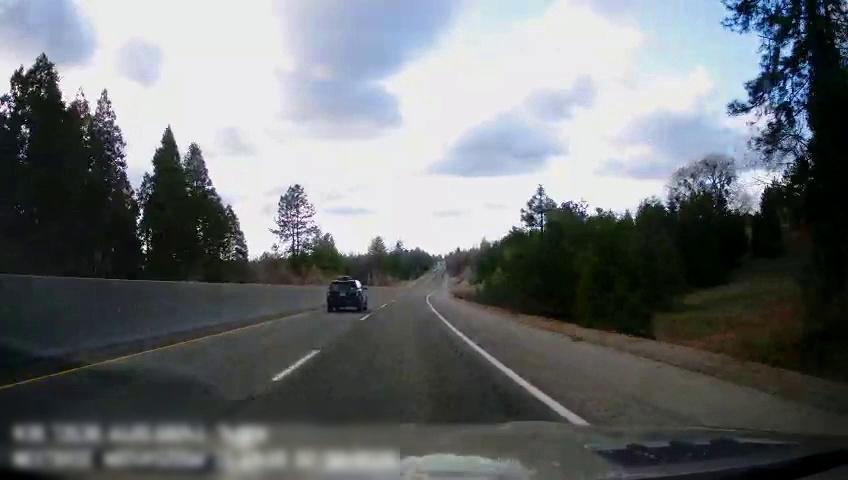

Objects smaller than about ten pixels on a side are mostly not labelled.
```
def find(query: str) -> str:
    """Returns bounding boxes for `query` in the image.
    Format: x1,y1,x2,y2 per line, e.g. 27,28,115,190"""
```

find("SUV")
327,279,368,313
